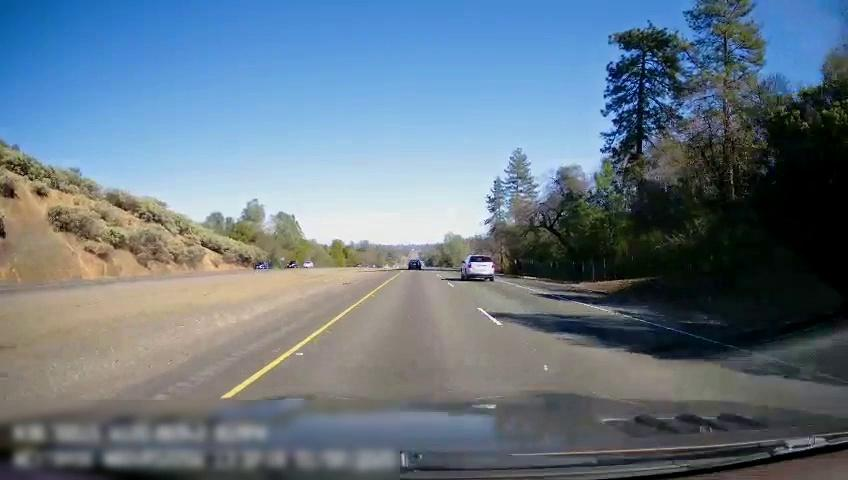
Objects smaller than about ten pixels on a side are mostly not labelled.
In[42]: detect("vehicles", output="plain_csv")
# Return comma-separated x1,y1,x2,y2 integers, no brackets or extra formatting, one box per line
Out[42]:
252,262,270,271
460,254,496,282
302,261,315,269
408,259,421,270
286,261,299,269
